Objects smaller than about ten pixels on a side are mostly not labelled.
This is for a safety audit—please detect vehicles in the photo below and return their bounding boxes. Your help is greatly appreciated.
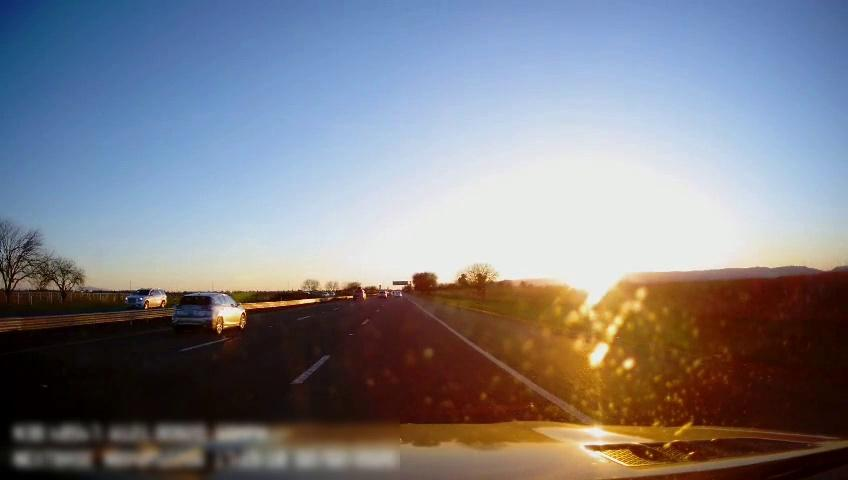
[172,292,248,336]
[126,289,167,310]
[352,285,368,301]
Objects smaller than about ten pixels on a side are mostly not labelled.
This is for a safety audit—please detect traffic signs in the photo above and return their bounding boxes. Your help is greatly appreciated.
[393,281,408,285]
